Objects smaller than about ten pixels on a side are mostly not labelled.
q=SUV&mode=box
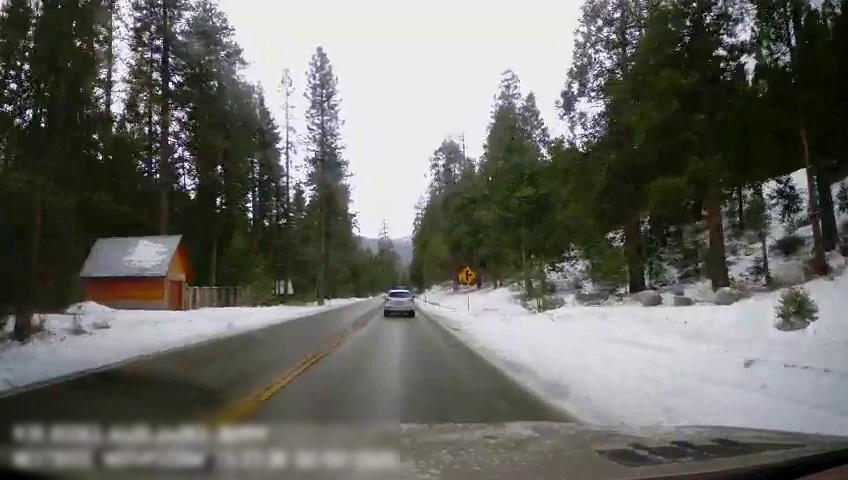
[382,289,415,318]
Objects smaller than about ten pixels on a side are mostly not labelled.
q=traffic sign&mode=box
[457,265,477,285]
